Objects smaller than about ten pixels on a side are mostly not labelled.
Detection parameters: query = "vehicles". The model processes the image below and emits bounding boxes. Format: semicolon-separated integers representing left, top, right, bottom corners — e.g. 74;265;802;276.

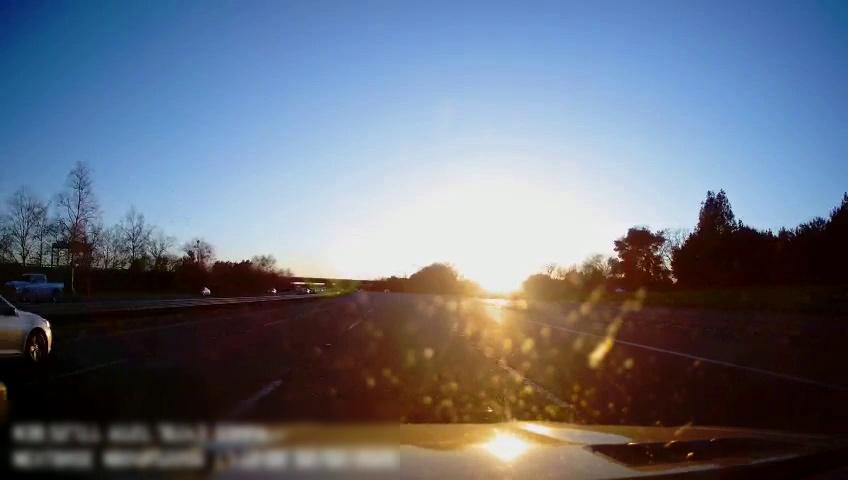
2;273;64;303
0;296;52;367
194;287;210;296
0;381;8;445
